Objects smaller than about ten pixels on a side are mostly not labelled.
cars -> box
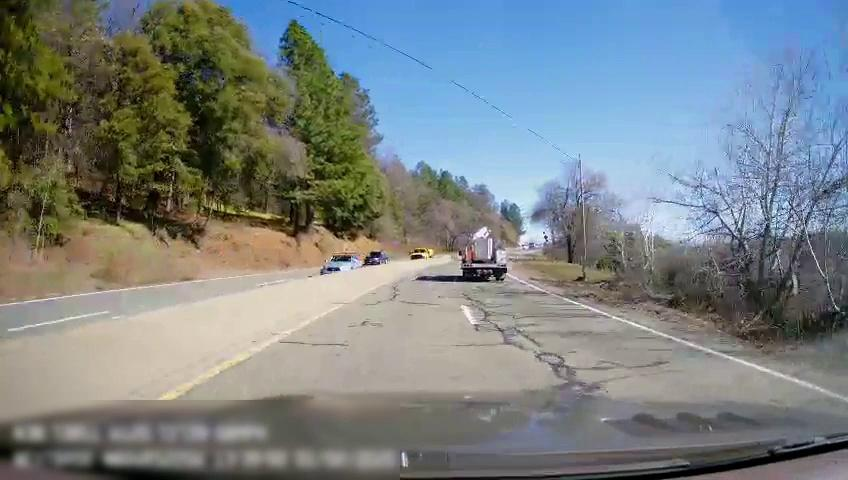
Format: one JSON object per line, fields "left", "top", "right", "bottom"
{"left": 318, "top": 255, "right": 361, "bottom": 277}
{"left": 363, "top": 251, "right": 389, "bottom": 266}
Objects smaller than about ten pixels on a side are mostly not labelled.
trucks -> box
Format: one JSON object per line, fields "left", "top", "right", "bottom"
{"left": 458, "top": 225, "right": 510, "bottom": 282}
{"left": 410, "top": 247, "right": 434, "bottom": 260}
